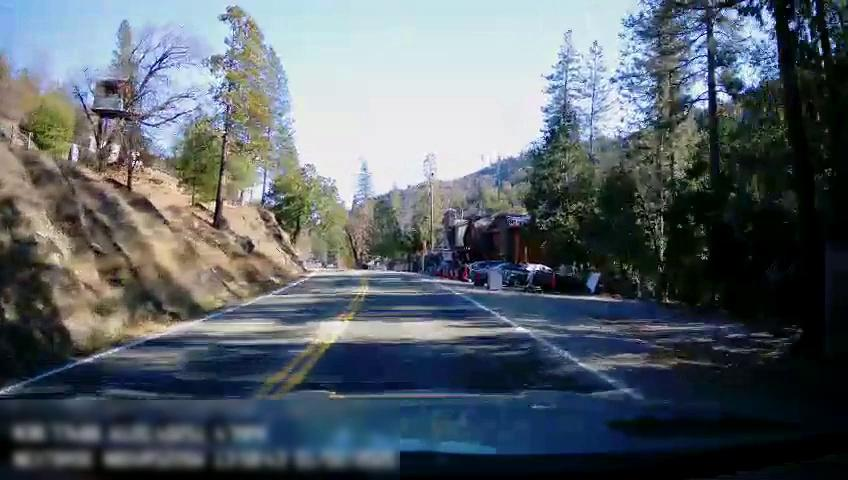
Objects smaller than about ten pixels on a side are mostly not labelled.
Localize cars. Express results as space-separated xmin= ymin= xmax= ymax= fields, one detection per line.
xmin=499 ymin=263 xmax=554 ymax=285
xmin=468 ymin=262 xmax=515 ymax=288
